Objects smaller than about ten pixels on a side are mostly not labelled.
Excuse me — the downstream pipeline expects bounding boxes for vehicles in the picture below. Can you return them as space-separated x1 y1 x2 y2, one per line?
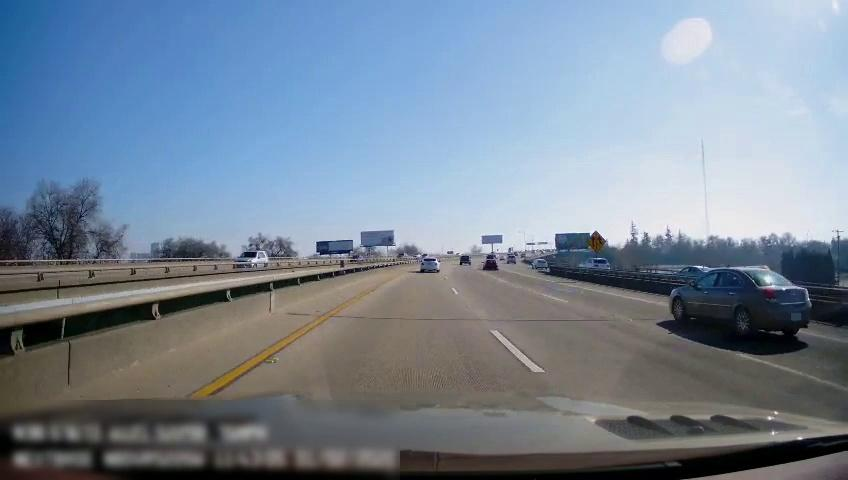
233 250 269 268
350 254 363 263
460 256 472 266
677 265 713 275
668 266 813 341
486 254 497 263
419 254 441 272
531 259 548 269
505 254 517 265
483 260 498 271
578 257 611 270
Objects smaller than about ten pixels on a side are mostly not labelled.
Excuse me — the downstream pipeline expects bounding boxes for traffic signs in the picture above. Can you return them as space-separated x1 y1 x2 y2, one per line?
586 230 607 253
